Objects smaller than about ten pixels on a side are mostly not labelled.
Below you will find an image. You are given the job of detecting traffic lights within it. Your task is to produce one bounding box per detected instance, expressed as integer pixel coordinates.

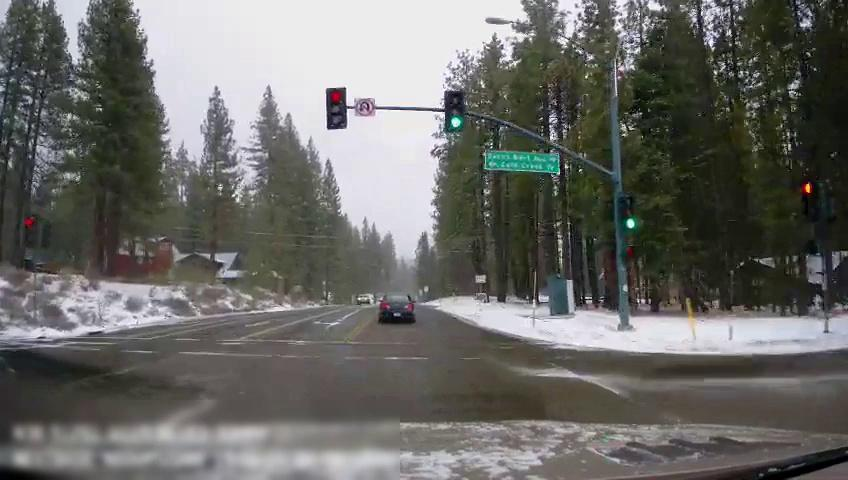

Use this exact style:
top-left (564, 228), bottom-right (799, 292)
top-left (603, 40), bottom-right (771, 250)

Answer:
top-left (620, 196), bottom-right (637, 230)
top-left (22, 215), bottom-right (37, 249)
top-left (800, 179), bottom-right (819, 220)
top-left (326, 87), bottom-right (347, 130)
top-left (41, 223), bottom-right (52, 249)
top-left (444, 90), bottom-right (465, 132)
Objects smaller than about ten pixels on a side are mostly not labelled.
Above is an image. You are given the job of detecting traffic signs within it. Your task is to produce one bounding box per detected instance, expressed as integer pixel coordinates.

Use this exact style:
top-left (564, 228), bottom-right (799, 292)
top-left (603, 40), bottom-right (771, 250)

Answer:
top-left (474, 274), bottom-right (487, 284)
top-left (482, 149), bottom-right (561, 174)
top-left (354, 96), bottom-right (376, 117)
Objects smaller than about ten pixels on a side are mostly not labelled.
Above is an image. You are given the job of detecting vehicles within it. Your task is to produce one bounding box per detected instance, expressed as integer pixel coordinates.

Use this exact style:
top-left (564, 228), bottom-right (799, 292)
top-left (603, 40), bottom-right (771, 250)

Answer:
top-left (378, 295), bottom-right (416, 324)
top-left (356, 295), bottom-right (371, 305)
